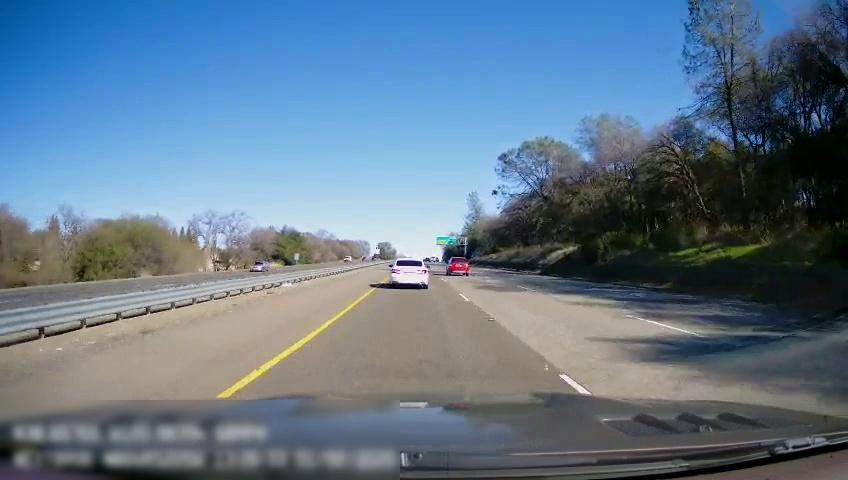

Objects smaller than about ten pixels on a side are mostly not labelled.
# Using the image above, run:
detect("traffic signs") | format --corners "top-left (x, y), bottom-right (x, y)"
top-left (434, 235), bottom-right (460, 245)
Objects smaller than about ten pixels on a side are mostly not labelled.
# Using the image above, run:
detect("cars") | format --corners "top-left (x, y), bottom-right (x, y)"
top-left (388, 257), bottom-right (430, 290)
top-left (249, 261), bottom-right (269, 272)
top-left (444, 257), bottom-right (470, 277)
